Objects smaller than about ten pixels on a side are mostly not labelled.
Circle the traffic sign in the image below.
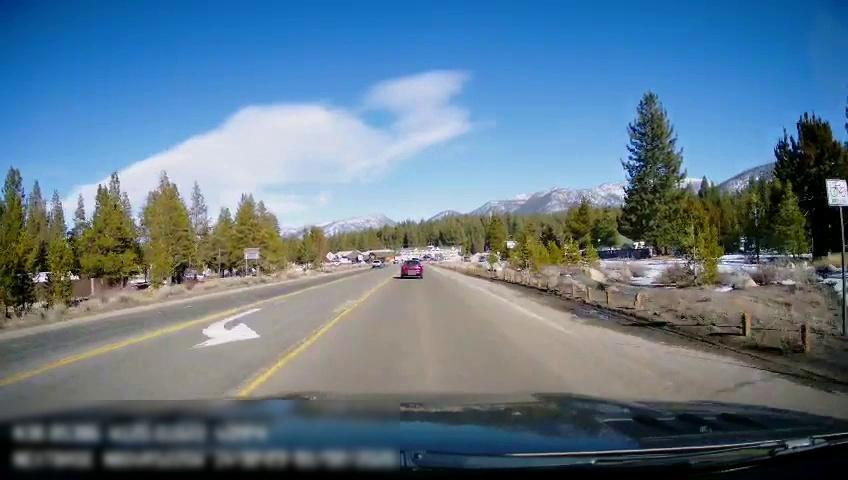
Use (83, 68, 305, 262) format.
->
(825, 178, 848, 206)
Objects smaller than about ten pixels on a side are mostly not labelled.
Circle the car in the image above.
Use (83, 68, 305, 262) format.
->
(399, 260, 424, 279)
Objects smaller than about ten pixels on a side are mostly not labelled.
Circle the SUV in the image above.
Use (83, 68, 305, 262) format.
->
(371, 259, 383, 268)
